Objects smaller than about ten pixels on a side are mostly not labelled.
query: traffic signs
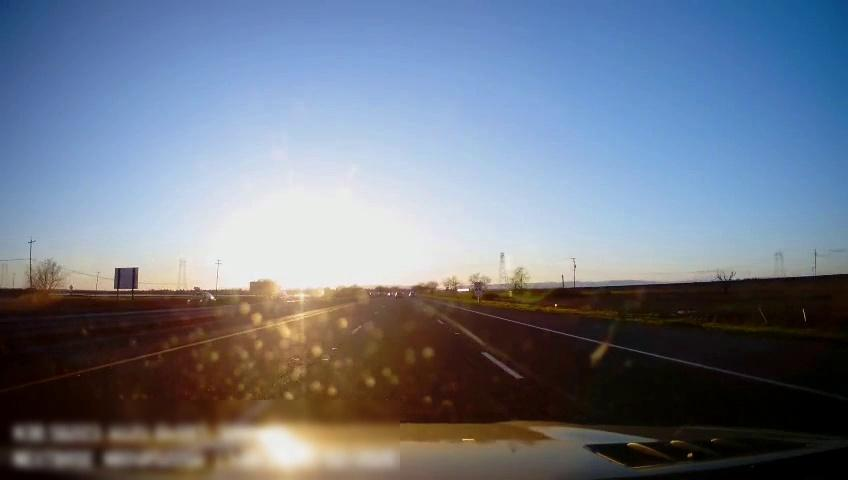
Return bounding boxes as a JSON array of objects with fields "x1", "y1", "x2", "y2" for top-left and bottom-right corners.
[{"x1": 473, "y1": 283, "x2": 482, "y2": 297}]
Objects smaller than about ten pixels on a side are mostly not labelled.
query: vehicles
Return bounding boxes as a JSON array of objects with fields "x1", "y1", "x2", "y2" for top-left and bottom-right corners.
[
  {"x1": 270, "y1": 291, "x2": 288, "y2": 302},
  {"x1": 186, "y1": 291, "x2": 216, "y2": 307}
]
